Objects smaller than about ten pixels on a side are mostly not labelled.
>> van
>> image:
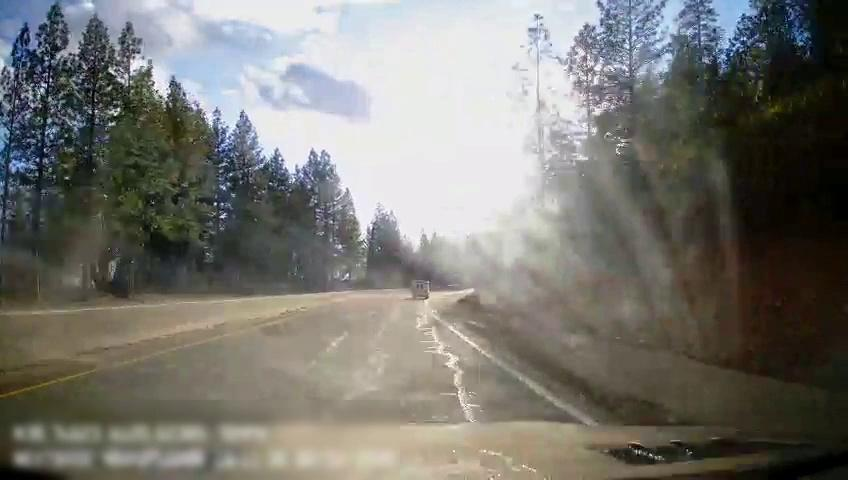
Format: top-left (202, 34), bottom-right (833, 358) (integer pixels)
top-left (411, 279), bottom-right (430, 299)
